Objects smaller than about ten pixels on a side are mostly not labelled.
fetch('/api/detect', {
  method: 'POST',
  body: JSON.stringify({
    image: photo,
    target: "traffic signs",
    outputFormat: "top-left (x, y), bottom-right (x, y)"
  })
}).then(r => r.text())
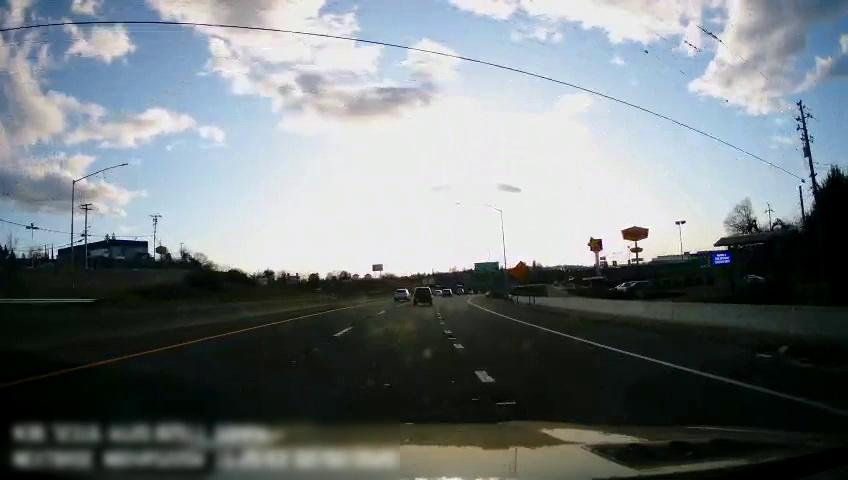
top-left (510, 260), bottom-right (530, 284)
top-left (473, 261), bottom-right (500, 272)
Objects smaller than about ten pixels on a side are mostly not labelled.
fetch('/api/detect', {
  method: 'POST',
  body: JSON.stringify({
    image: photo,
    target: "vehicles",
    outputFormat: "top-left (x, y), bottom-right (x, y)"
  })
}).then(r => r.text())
top-left (393, 288), bottom-right (410, 301)
top-left (413, 286), bottom-right (434, 305)
top-left (442, 288), bottom-right (453, 298)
